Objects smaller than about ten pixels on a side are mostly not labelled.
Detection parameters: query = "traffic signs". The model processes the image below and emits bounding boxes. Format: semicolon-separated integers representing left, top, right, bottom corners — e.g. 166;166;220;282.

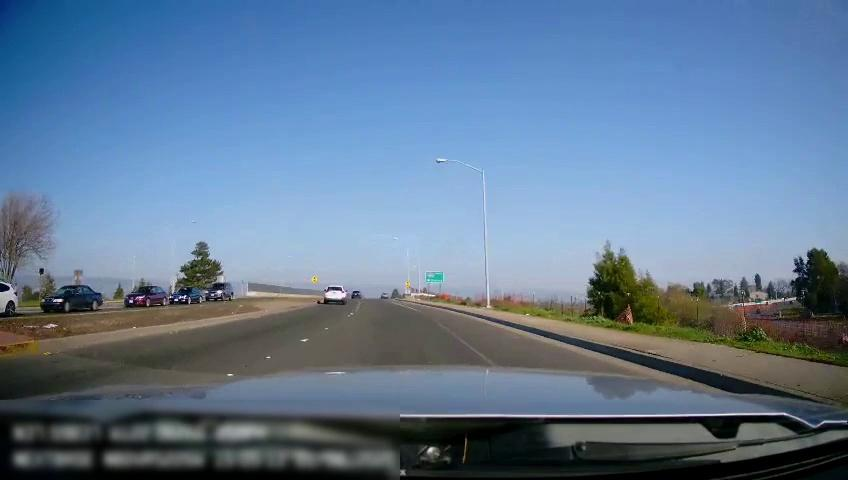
420;271;446;286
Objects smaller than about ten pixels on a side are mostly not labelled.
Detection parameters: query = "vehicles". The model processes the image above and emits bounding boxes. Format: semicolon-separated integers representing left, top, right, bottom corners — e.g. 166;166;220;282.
322;285;347;305
40;284;104;314
351;290;362;300
205;282;236;303
169;286;204;306
0;281;18;318
124;285;170;308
